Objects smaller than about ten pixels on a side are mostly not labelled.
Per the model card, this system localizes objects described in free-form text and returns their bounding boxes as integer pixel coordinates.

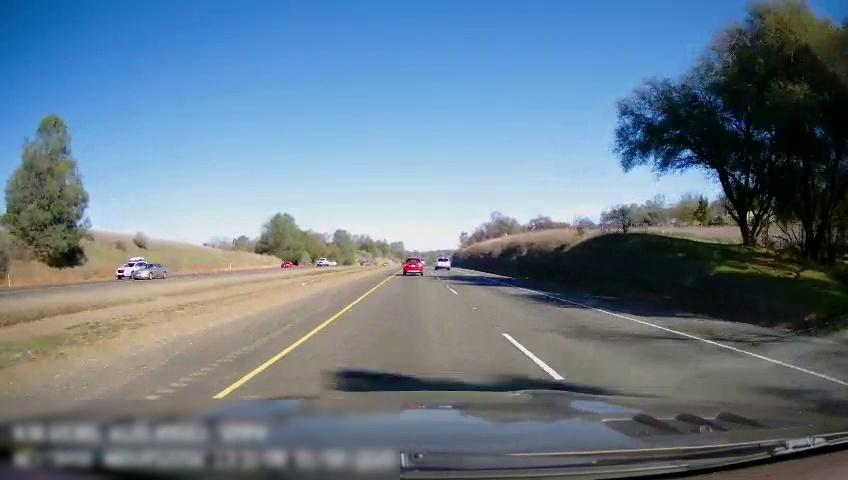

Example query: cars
[279,260,295,269]
[133,264,170,281]
[402,256,425,276]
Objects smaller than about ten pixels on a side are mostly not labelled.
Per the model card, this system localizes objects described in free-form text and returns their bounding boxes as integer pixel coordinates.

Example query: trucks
[315,257,332,268]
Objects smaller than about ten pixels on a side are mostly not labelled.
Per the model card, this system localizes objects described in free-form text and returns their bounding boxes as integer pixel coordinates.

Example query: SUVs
[434,257,451,270]
[114,257,148,280]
